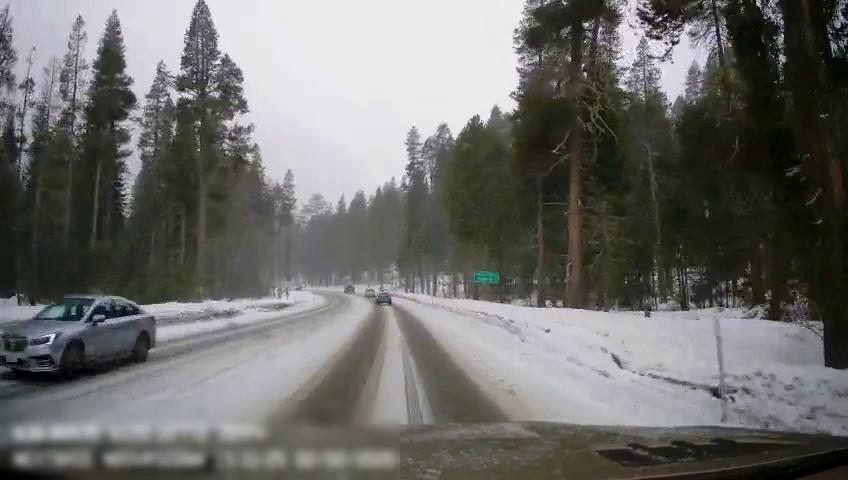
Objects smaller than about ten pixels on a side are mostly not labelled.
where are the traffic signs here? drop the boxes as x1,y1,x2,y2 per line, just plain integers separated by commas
473,271,500,285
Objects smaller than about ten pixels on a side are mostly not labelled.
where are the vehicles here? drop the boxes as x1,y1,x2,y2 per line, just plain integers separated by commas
363,289,376,299
0,294,157,382
375,288,392,305
344,285,355,294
